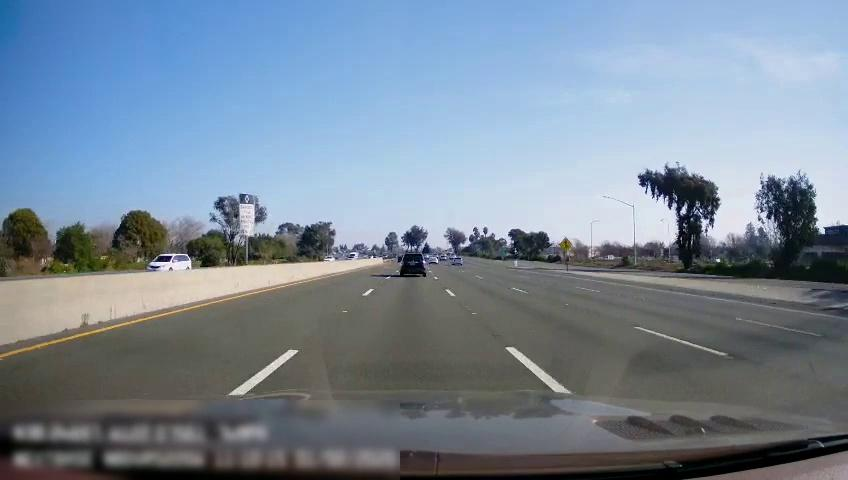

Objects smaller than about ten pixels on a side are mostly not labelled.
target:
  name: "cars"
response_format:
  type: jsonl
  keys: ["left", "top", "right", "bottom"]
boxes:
{"left": 427, "top": 256, "right": 439, "bottom": 265}
{"left": 451, "top": 256, "right": 463, "bottom": 266}
{"left": 323, "top": 255, "right": 336, "bottom": 262}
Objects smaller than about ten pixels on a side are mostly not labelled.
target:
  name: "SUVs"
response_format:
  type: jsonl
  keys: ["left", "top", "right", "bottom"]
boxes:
{"left": 400, "top": 252, "right": 427, "bottom": 278}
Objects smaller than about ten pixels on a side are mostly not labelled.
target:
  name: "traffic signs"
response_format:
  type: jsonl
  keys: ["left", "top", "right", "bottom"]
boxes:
{"left": 558, "top": 237, "right": 573, "bottom": 253}
{"left": 238, "top": 193, "right": 256, "bottom": 237}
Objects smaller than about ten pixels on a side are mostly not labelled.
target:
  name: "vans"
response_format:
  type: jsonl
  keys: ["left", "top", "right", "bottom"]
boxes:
{"left": 145, "top": 252, "right": 193, "bottom": 273}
